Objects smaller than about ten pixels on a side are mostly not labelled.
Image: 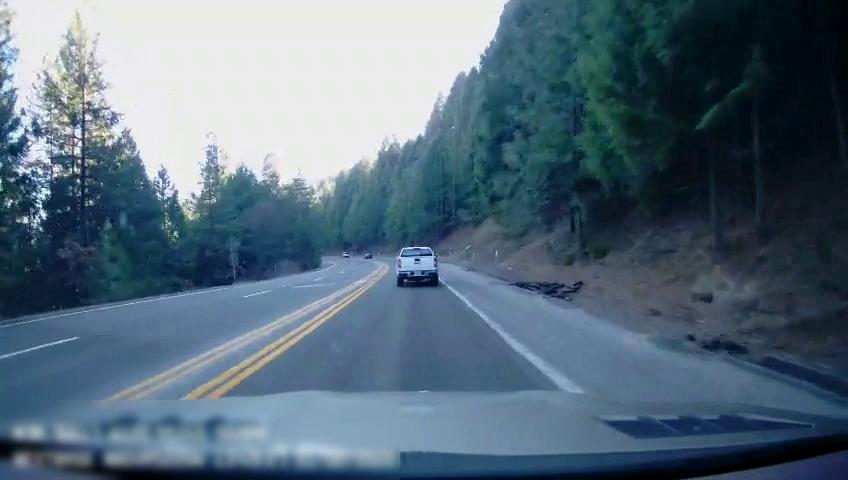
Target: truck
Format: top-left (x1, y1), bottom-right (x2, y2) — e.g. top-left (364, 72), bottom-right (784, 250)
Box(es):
top-left (394, 246), bottom-right (439, 287)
